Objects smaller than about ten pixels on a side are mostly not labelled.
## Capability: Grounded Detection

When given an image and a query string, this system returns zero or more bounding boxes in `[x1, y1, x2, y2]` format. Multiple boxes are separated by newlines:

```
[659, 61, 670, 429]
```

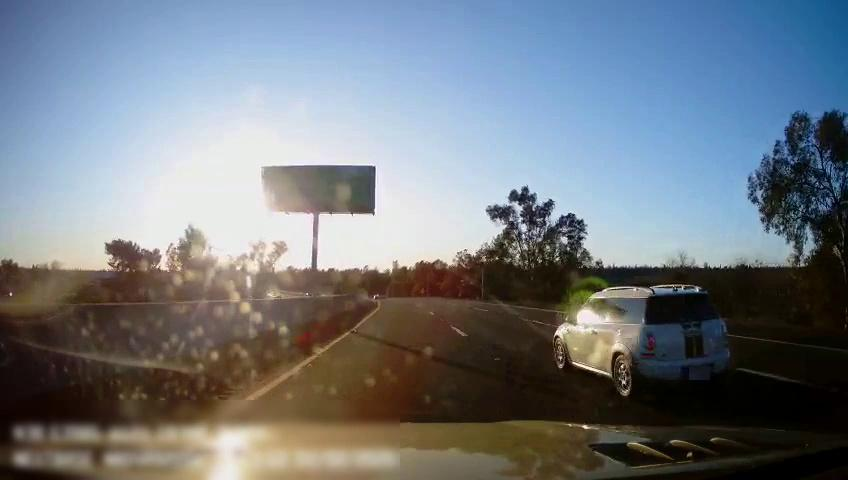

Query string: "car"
[552, 288, 731, 403]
